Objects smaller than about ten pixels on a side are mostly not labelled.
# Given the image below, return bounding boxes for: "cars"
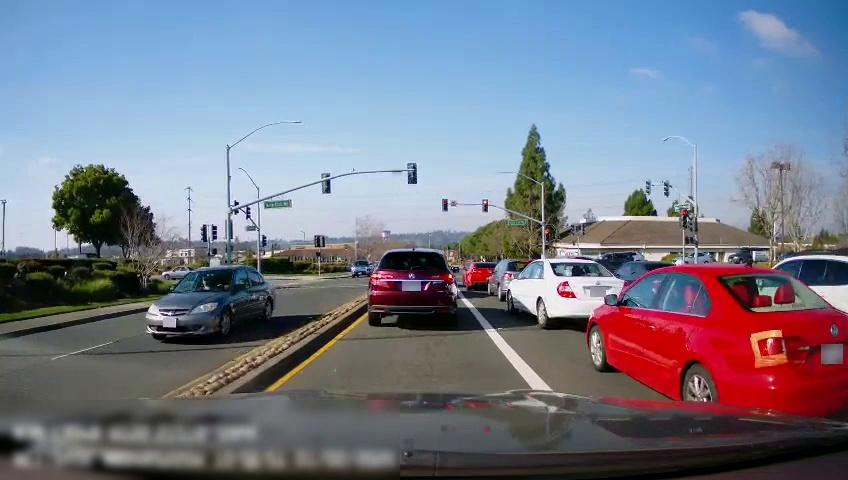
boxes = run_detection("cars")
[462,261,493,290]
[144,262,276,343]
[586,263,848,418]
[161,264,191,281]
[487,258,531,302]
[506,258,624,330]
[610,260,675,285]
[675,250,712,266]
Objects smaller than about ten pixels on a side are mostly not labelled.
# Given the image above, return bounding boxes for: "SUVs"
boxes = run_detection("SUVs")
[367,250,459,326]
[728,249,754,265]
[770,254,848,315]
[606,250,644,261]
[350,261,373,278]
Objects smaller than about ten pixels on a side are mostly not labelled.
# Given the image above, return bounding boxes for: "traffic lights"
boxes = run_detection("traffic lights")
[314,234,320,247]
[321,172,333,196]
[319,234,325,247]
[681,210,688,229]
[212,225,218,241]
[661,181,669,197]
[245,207,252,220]
[442,198,451,212]
[687,214,694,230]
[199,223,207,242]
[644,181,652,195]
[233,200,240,215]
[407,162,418,185]
[482,199,490,214]
[260,234,268,247]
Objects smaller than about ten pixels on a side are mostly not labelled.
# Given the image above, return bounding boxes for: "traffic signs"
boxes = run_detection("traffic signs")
[245,224,257,232]
[263,200,292,209]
